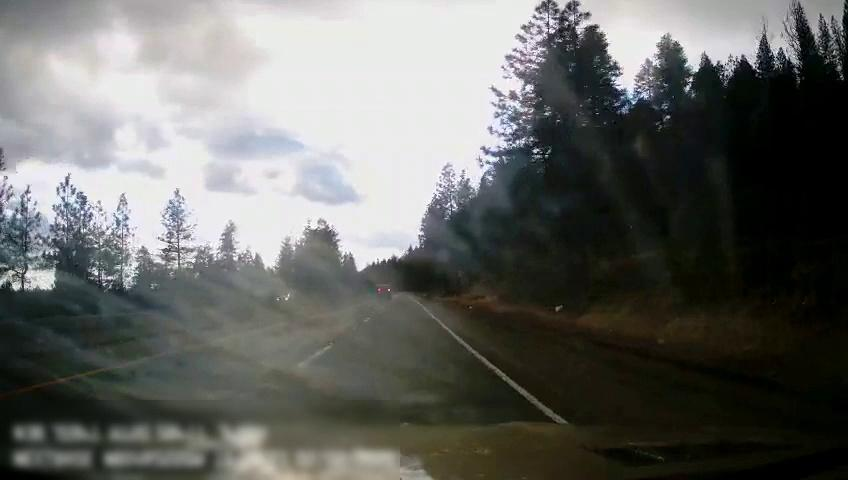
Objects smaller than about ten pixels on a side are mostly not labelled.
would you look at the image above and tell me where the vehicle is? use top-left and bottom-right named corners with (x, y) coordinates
top-left (375, 284), bottom-right (393, 301)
